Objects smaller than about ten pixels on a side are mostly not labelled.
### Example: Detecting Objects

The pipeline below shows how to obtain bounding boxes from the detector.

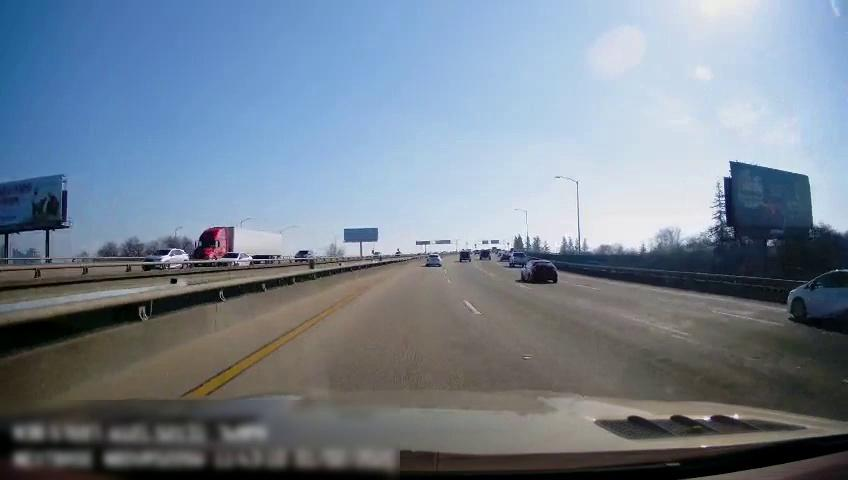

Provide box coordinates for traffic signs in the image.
[415,240,431,246]
[434,239,451,246]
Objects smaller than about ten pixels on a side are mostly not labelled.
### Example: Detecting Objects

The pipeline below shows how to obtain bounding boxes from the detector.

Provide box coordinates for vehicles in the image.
[500,253,510,262]
[459,251,471,262]
[508,252,529,268]
[520,260,559,284]
[142,247,190,271]
[218,251,254,268]
[479,249,491,260]
[294,248,316,263]
[786,268,848,322]
[189,226,281,266]
[425,254,442,268]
